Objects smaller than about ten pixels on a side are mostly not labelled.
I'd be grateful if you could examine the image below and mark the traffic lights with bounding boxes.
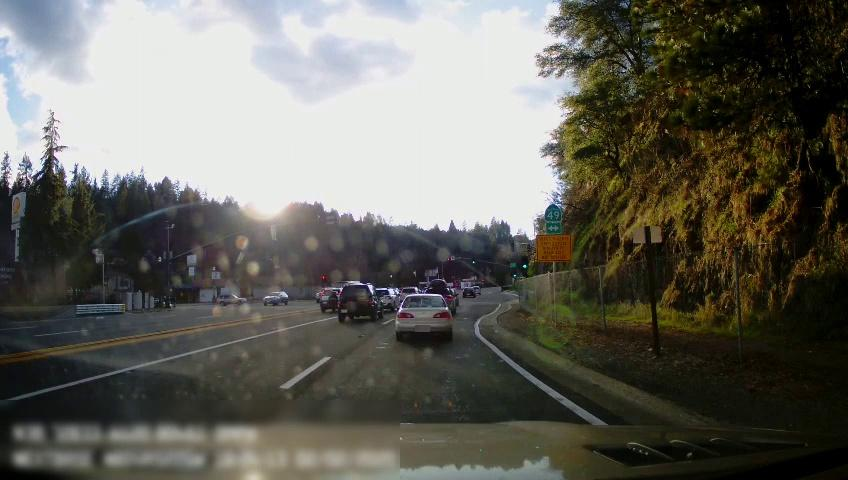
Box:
[520,255,530,273]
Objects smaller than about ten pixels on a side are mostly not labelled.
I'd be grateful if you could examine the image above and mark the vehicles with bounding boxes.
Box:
[399,286,421,295]
[376,287,403,312]
[320,287,343,313]
[216,290,246,306]
[394,293,454,344]
[462,286,477,299]
[474,285,482,296]
[423,277,458,316]
[315,292,319,303]
[338,279,361,286]
[337,282,385,324]
[262,291,289,306]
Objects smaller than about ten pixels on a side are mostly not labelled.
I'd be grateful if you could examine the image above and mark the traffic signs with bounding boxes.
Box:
[543,221,562,235]
[535,234,573,262]
[544,203,562,221]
